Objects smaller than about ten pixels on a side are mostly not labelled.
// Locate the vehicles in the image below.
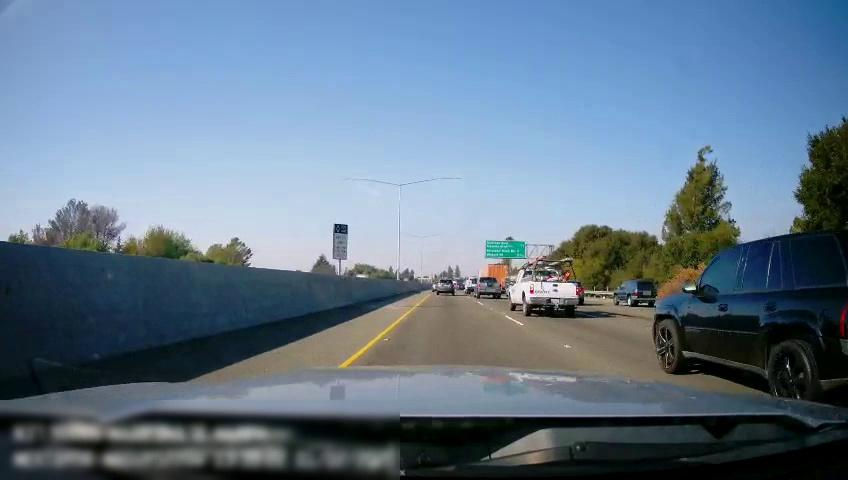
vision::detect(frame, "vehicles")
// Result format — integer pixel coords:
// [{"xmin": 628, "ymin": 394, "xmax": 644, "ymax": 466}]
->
[
  {"xmin": 482, "ymin": 264, "xmax": 508, "ymax": 291},
  {"xmin": 650, "ymin": 225, "xmax": 848, "ymax": 400},
  {"xmin": 463, "ymin": 276, "xmax": 476, "ymax": 295},
  {"xmin": 355, "ymin": 274, "xmax": 367, "ymax": 279},
  {"xmin": 432, "ymin": 283, "xmax": 436, "ymax": 293},
  {"xmin": 455, "ymin": 277, "xmax": 467, "ymax": 290},
  {"xmin": 473, "ymin": 276, "xmax": 501, "ymax": 299},
  {"xmin": 612, "ymin": 279, "xmax": 657, "ymax": 307},
  {"xmin": 436, "ymin": 278, "xmax": 455, "ymax": 296},
  {"xmin": 507, "ymin": 255, "xmax": 580, "ymax": 317},
  {"xmin": 577, "ymin": 280, "xmax": 586, "ymax": 306}
]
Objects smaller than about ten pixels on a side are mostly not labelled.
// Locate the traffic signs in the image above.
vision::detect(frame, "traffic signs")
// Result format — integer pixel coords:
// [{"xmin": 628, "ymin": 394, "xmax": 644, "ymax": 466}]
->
[
  {"xmin": 331, "ymin": 222, "xmax": 350, "ymax": 262},
  {"xmin": 484, "ymin": 238, "xmax": 529, "ymax": 261}
]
